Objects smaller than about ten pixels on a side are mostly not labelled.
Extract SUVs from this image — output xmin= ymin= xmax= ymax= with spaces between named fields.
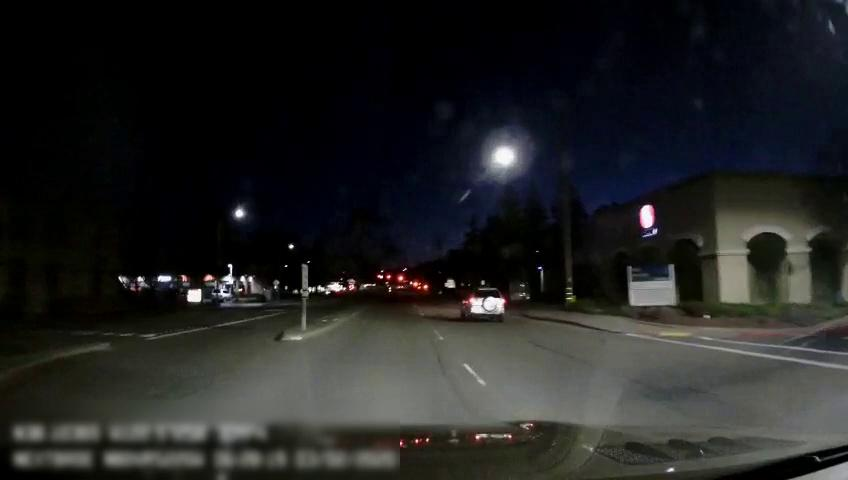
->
xmin=459 ymin=286 xmax=506 ymax=324
xmin=211 ymin=288 xmax=233 ymax=304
